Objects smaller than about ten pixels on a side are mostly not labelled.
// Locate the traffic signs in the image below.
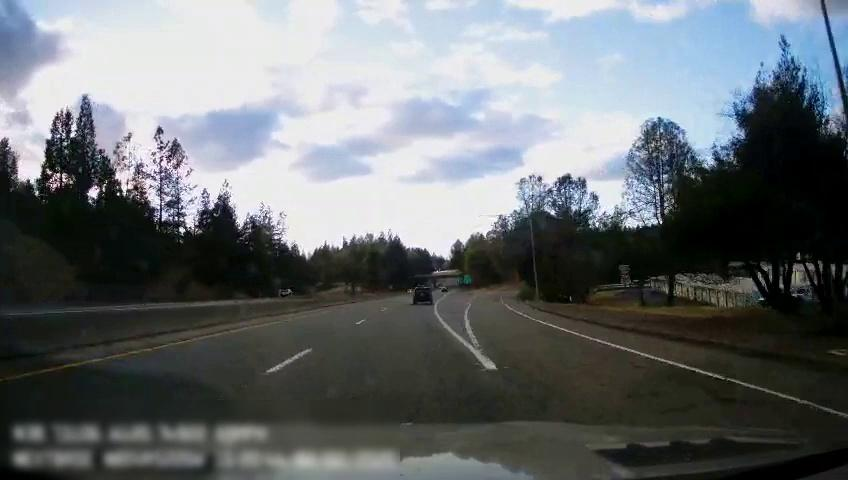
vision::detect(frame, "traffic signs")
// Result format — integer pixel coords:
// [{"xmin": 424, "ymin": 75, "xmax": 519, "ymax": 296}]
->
[{"xmin": 463, "ymin": 274, "xmax": 472, "ymax": 285}]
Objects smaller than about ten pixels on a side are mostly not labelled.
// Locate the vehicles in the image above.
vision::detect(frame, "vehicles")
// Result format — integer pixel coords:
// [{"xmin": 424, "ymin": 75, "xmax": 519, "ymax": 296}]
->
[
  {"xmin": 280, "ymin": 288, "xmax": 293, "ymax": 297},
  {"xmin": 412, "ymin": 287, "xmax": 434, "ymax": 306}
]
